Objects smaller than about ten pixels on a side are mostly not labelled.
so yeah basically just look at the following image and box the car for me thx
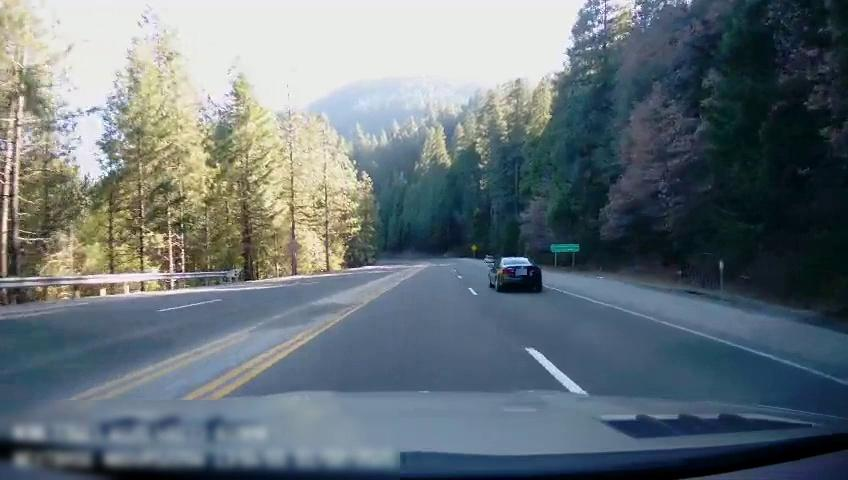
[489,256,541,292]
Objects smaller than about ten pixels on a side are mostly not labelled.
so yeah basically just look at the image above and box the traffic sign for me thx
[548,241,581,254]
